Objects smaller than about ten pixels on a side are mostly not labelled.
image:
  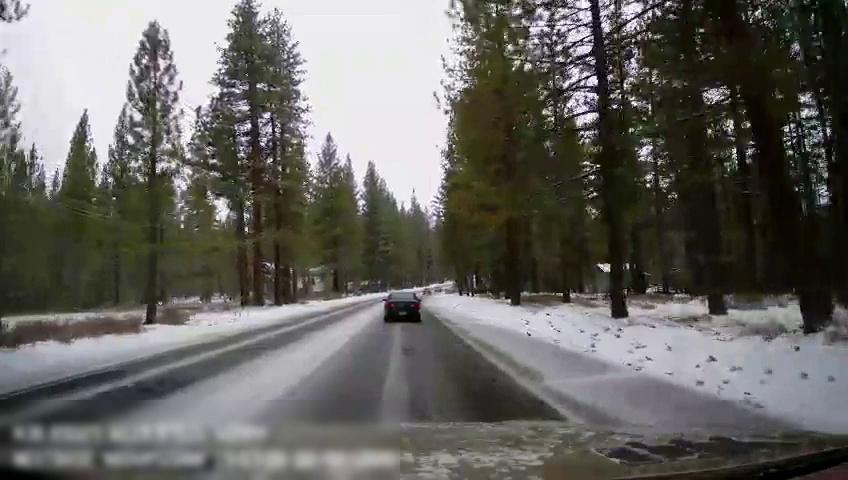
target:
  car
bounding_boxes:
[382,291,423,322]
